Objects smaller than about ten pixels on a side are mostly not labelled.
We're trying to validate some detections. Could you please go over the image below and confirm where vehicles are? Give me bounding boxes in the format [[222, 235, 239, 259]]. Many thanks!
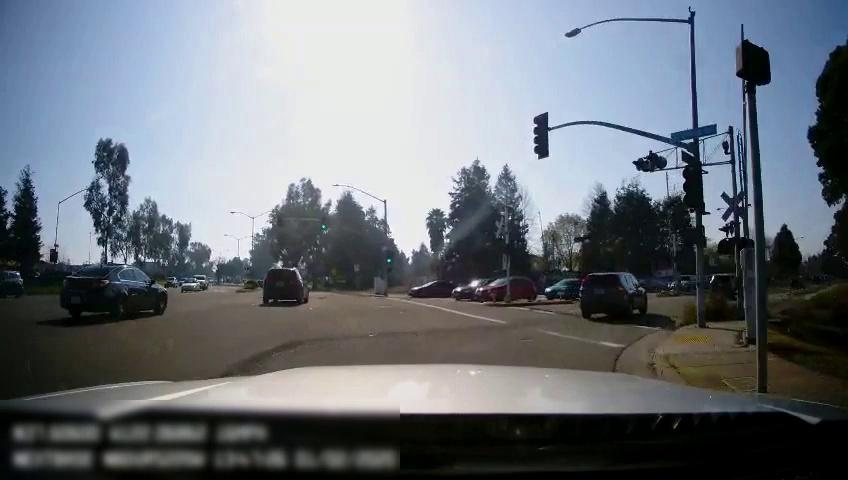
[[452, 278, 492, 301], [544, 278, 583, 301], [707, 272, 740, 300], [165, 276, 178, 288], [406, 280, 455, 298], [191, 274, 208, 290], [181, 278, 200, 292], [577, 272, 650, 323], [473, 277, 539, 304], [261, 266, 310, 306], [58, 263, 169, 322], [0, 270, 23, 290], [665, 274, 708, 296]]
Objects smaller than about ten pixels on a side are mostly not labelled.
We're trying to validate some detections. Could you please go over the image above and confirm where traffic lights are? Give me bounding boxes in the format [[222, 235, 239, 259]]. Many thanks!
[[632, 157, 653, 174], [650, 152, 668, 168], [320, 206, 328, 236], [531, 111, 550, 161], [717, 224, 731, 235], [681, 164, 703, 209], [385, 250, 393, 267]]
